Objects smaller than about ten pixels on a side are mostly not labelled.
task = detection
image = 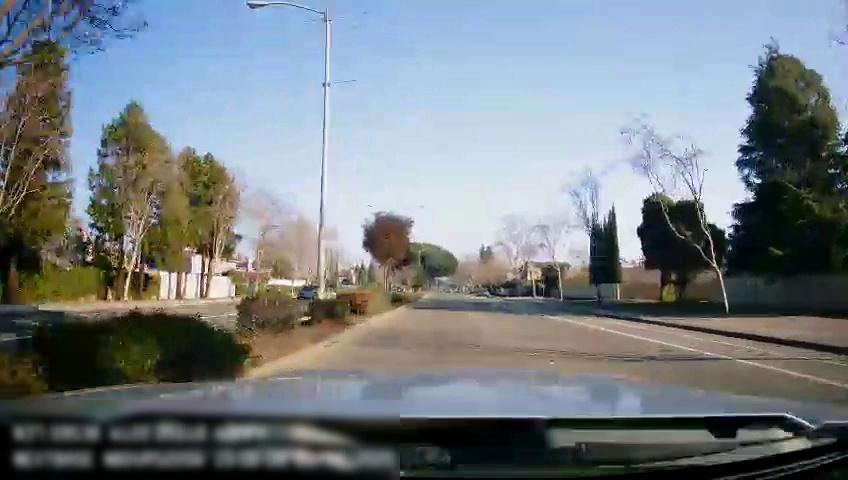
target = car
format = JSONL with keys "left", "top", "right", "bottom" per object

{"left": 298, "top": 284, "right": 324, "bottom": 301}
